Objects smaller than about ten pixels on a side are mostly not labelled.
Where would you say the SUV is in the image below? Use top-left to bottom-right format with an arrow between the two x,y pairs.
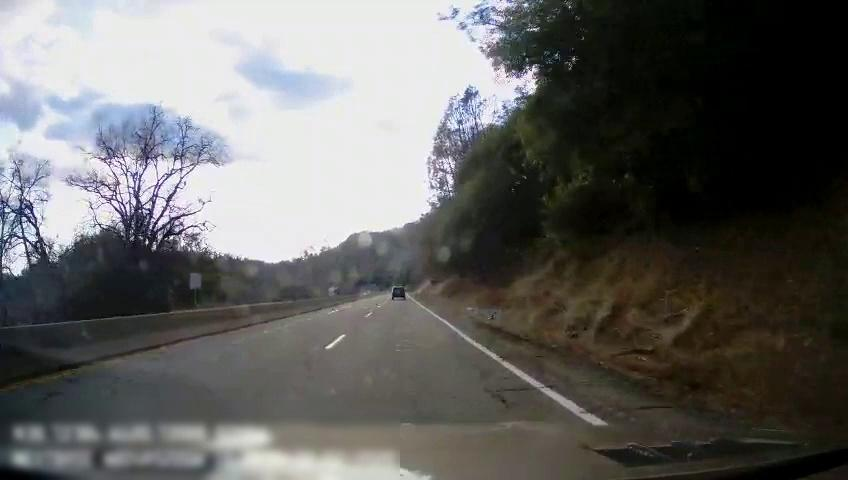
391,284 -> 406,301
